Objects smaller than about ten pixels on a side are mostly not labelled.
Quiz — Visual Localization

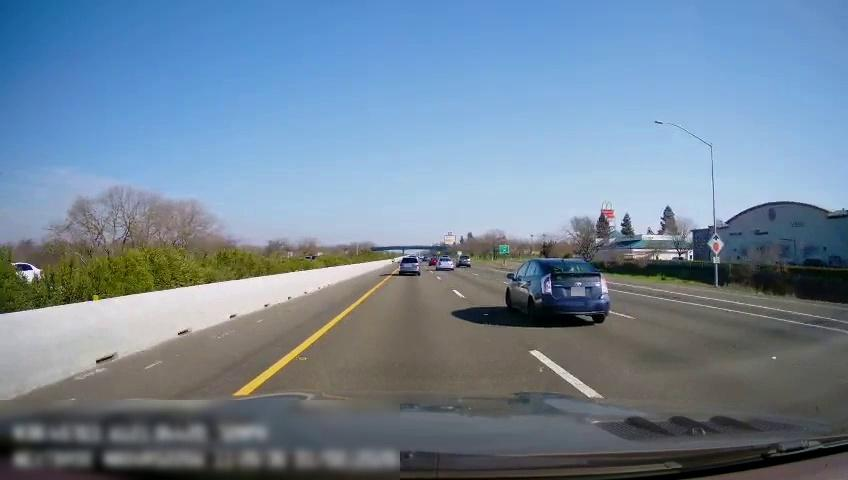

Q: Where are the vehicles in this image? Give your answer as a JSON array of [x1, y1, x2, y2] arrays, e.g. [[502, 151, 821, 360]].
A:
[[5, 261, 42, 289], [435, 256, 454, 270], [304, 254, 318, 262], [454, 254, 473, 268], [503, 257, 610, 326], [427, 258, 437, 266], [398, 257, 421, 276]]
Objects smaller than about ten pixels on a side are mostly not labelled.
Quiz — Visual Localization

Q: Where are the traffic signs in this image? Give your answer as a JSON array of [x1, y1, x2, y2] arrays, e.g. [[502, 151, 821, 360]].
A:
[[708, 232, 723, 255], [498, 245, 511, 254]]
